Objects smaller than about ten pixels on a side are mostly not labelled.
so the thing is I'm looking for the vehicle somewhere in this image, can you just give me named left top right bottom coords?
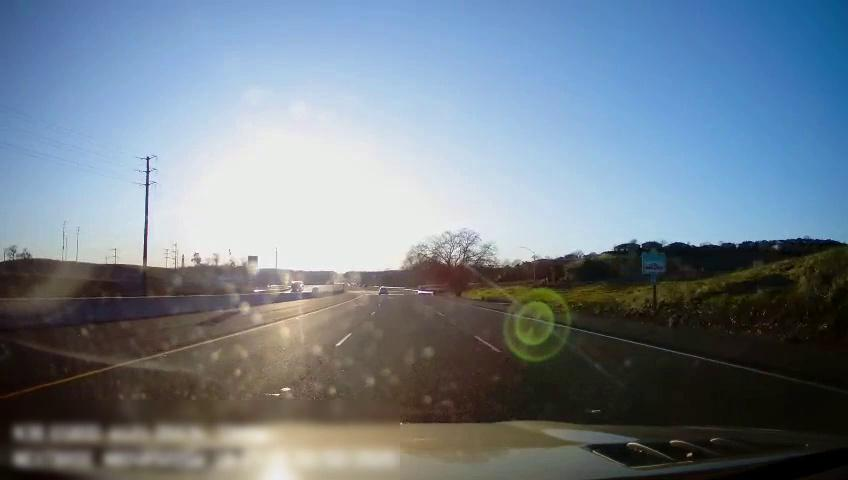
left=290, top=282, right=303, bottom=293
